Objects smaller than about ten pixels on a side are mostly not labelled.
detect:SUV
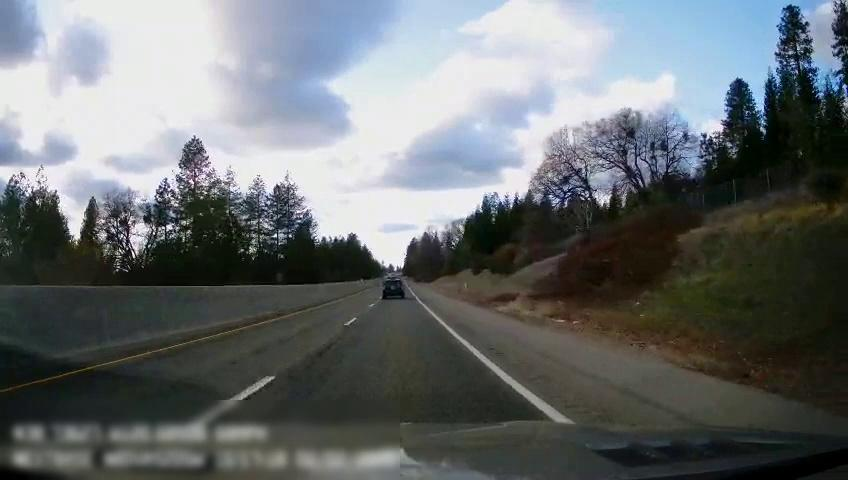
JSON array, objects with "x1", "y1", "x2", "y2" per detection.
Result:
[{"x1": 382, "y1": 279, "x2": 406, "y2": 300}]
